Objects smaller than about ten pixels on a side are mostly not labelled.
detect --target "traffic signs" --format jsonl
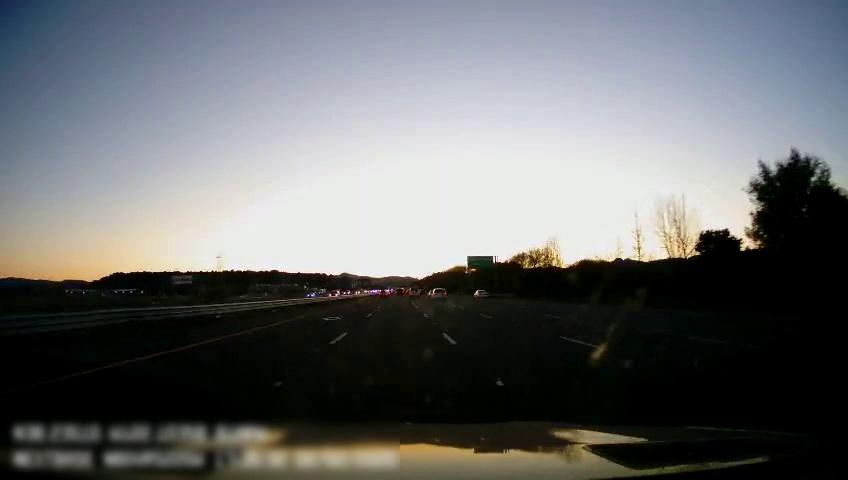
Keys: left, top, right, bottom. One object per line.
{"left": 466, "top": 254, "right": 495, "bottom": 270}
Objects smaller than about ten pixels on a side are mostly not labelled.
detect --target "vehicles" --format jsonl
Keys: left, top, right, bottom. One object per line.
{"left": 305, "top": 292, "right": 319, "bottom": 298}
{"left": 408, "top": 286, "right": 420, "bottom": 299}
{"left": 473, "top": 289, "right": 488, "bottom": 299}
{"left": 429, "top": 287, "right": 447, "bottom": 302}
